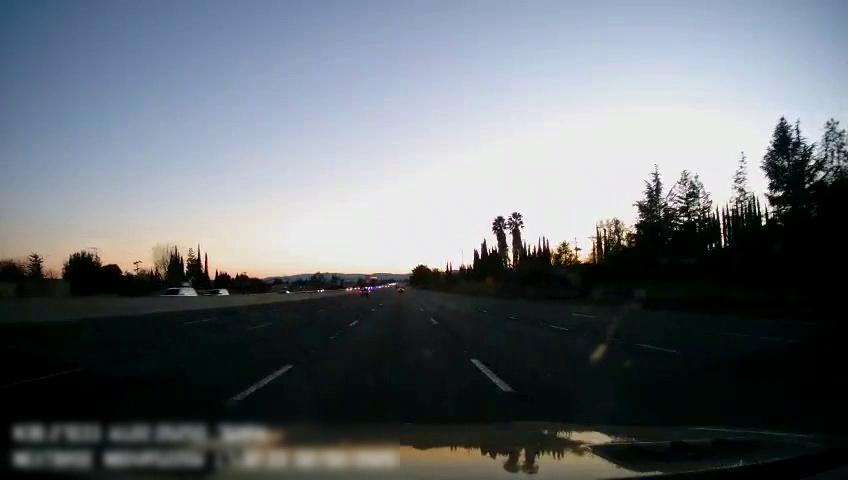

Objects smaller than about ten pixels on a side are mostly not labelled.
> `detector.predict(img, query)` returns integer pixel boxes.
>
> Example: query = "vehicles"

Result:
[277,290,291,296]
[360,288,370,296]
[203,289,229,298]
[158,288,197,299]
